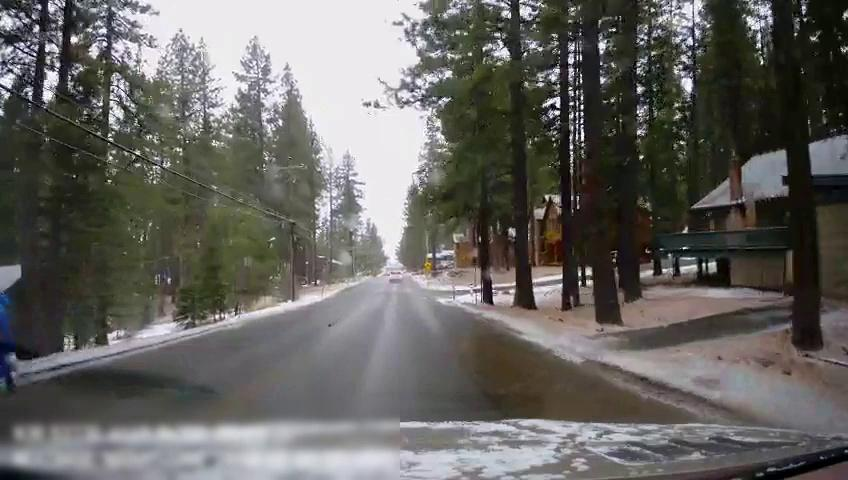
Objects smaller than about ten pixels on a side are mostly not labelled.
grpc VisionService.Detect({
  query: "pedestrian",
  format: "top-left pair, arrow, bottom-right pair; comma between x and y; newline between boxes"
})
0,291 -> 21,388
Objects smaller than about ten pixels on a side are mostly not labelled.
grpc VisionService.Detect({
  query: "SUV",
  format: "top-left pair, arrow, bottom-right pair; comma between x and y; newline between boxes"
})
388,270 -> 403,283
